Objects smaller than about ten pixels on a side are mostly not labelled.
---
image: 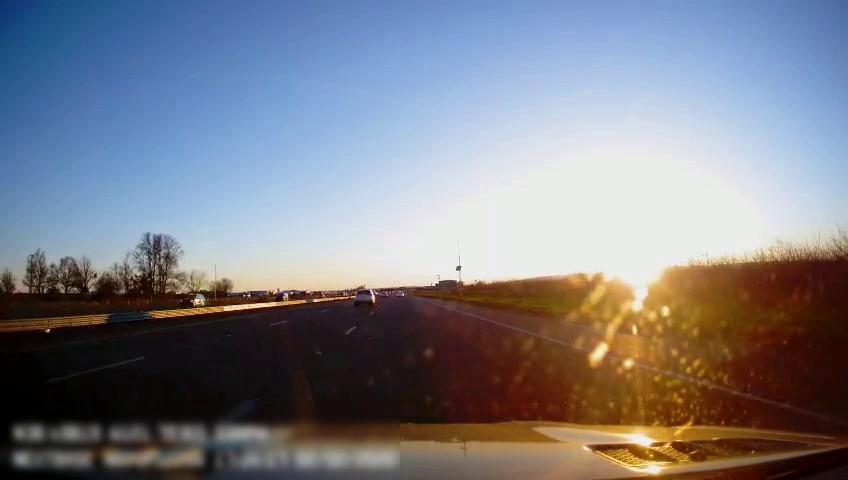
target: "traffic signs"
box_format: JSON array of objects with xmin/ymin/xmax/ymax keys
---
[{"xmin": 435, "ymin": 284, "xmax": 453, "ymax": 290}]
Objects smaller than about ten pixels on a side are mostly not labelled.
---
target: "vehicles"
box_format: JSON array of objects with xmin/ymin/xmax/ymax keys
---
[
  {"xmin": 274, "ymin": 293, "xmax": 289, "ymax": 302},
  {"xmin": 353, "ymin": 288, "xmax": 376, "ymax": 307},
  {"xmin": 178, "ymin": 293, "xmax": 206, "ymax": 310}
]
